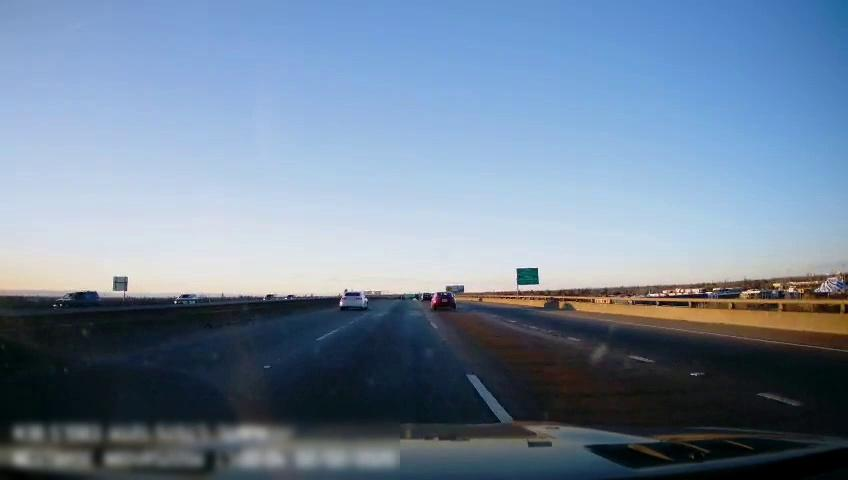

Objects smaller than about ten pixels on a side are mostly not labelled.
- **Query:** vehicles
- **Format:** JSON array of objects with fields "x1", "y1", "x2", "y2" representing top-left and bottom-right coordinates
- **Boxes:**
[
  {"x1": 339, "y1": 290, "x2": 369, "y2": 311},
  {"x1": 263, "y1": 294, "x2": 278, "y2": 300},
  {"x1": 174, "y1": 294, "x2": 199, "y2": 305},
  {"x1": 285, "y1": 294, "x2": 297, "y2": 300},
  {"x1": 420, "y1": 293, "x2": 432, "y2": 302},
  {"x1": 432, "y1": 292, "x2": 457, "y2": 310},
  {"x1": 52, "y1": 292, "x2": 100, "y2": 309}
]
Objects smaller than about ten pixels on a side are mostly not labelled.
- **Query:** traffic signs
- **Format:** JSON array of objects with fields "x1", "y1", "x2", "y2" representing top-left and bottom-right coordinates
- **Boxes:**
[{"x1": 516, "y1": 267, "x2": 539, "y2": 285}]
